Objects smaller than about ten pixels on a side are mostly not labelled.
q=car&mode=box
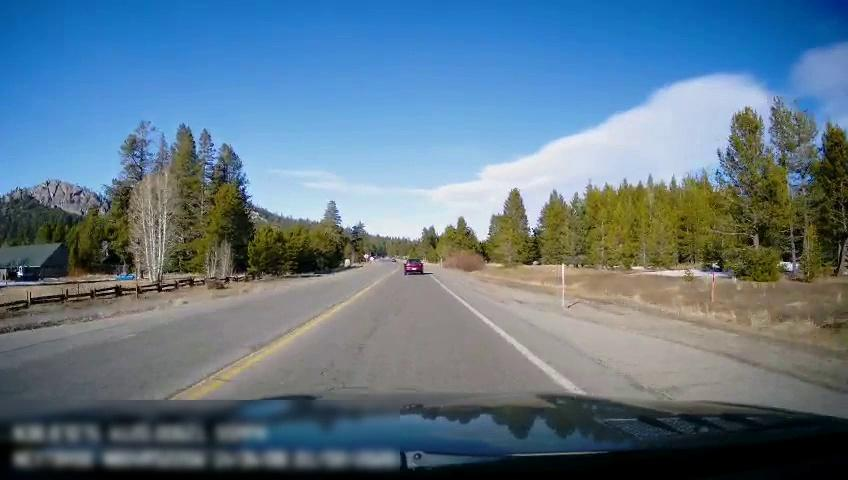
[403,257,424,276]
